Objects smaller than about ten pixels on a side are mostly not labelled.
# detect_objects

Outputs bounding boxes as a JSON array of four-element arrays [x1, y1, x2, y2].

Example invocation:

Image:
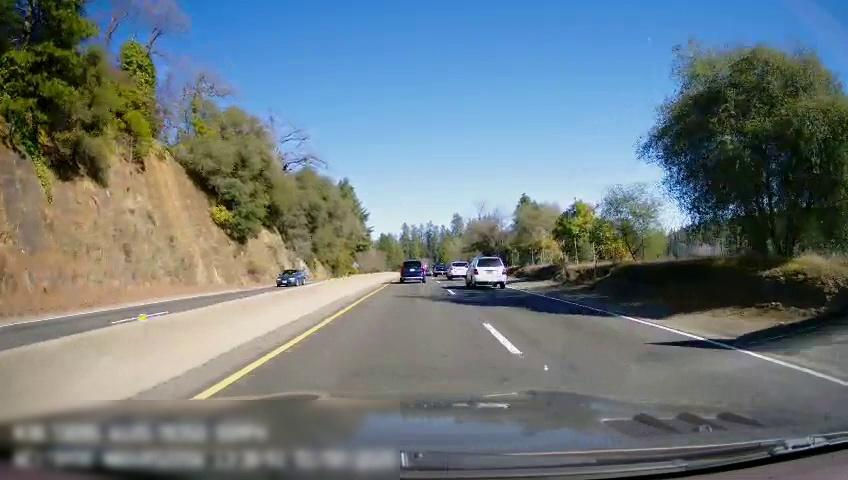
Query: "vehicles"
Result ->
[[400, 261, 427, 283], [433, 263, 450, 276], [463, 256, 507, 290], [447, 261, 469, 280], [274, 269, 308, 287]]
